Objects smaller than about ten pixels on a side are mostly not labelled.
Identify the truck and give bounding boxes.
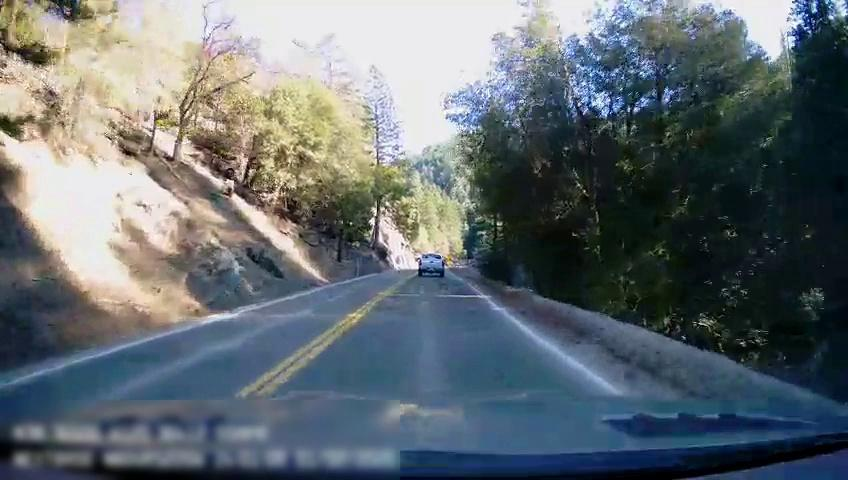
[418,254,445,276]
